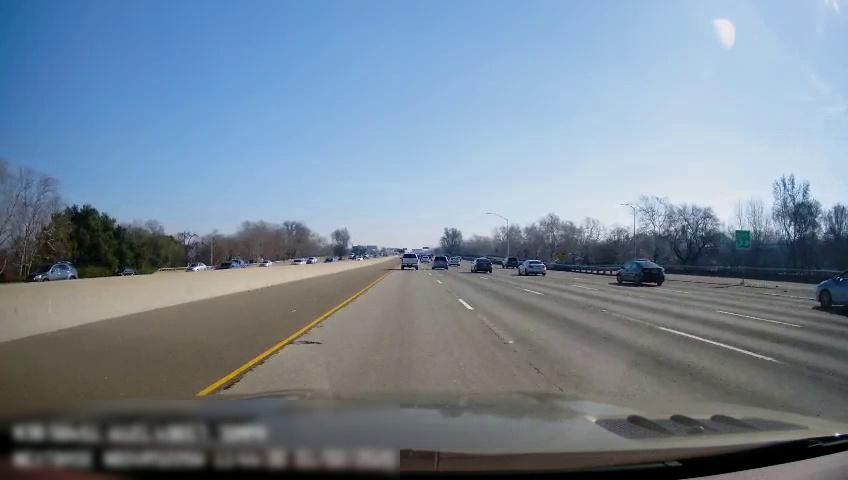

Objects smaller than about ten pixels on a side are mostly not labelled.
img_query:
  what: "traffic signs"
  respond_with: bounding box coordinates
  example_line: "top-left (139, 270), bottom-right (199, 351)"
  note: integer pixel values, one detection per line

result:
top-left (735, 229), bottom-right (753, 251)
top-left (352, 244), bottom-right (377, 252)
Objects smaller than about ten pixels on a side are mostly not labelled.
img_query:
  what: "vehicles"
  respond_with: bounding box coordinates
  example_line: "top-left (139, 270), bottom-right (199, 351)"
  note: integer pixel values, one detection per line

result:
top-left (185, 262), bottom-right (207, 273)
top-left (234, 258), bottom-right (248, 269)
top-left (292, 257), bottom-right (308, 266)
top-left (306, 257), bottom-right (318, 265)
top-left (616, 261), bottom-right (666, 287)
top-left (446, 256), bottom-right (461, 267)
top-left (431, 255), bottom-right (450, 270)
top-left (399, 253), bottom-right (421, 271)
top-left (111, 264), bottom-right (139, 277)
top-left (470, 257), bottom-right (493, 274)
top-left (216, 258), bottom-right (242, 271)
top-left (815, 271), bottom-right (848, 311)
top-left (501, 257), bottom-right (520, 269)
top-left (258, 259), bottom-right (273, 268)
top-left (518, 259), bottom-right (547, 277)
top-left (27, 259), bottom-right (79, 283)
